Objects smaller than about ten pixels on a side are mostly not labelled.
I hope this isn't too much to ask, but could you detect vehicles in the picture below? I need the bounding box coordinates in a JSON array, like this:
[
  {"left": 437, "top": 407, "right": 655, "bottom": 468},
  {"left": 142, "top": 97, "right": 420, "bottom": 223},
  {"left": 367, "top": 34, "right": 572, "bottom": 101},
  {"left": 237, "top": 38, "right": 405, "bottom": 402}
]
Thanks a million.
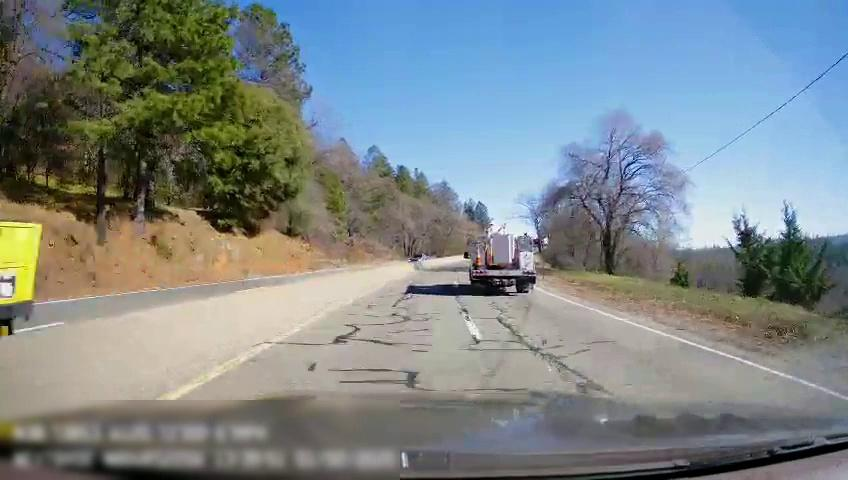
[
  {"left": 462, "top": 222, "right": 538, "bottom": 294},
  {"left": 408, "top": 253, "right": 428, "bottom": 263},
  {"left": 0, "top": 220, "right": 44, "bottom": 339}
]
